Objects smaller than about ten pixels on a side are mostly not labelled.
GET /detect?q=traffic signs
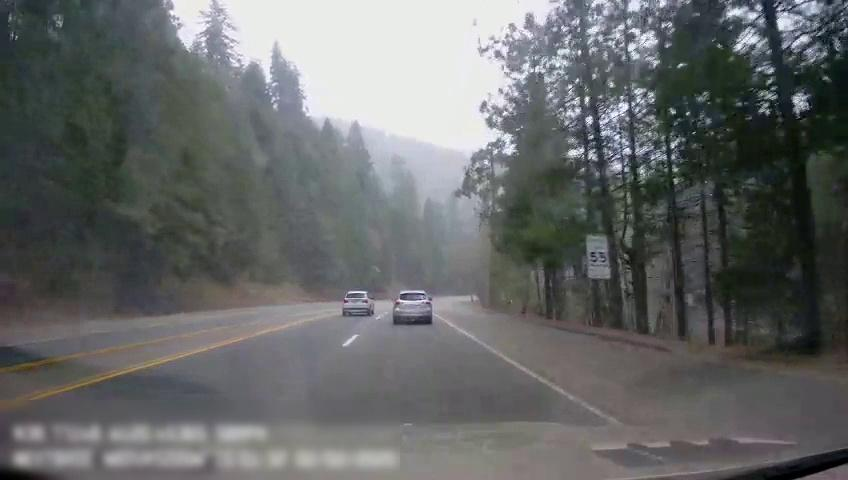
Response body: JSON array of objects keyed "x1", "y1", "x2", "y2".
[{"x1": 586, "y1": 235, "x2": 611, "y2": 279}]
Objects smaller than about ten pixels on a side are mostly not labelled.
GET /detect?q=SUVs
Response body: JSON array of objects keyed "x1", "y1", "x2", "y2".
[
  {"x1": 342, "y1": 291, "x2": 375, "y2": 316},
  {"x1": 393, "y1": 290, "x2": 433, "y2": 325}
]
